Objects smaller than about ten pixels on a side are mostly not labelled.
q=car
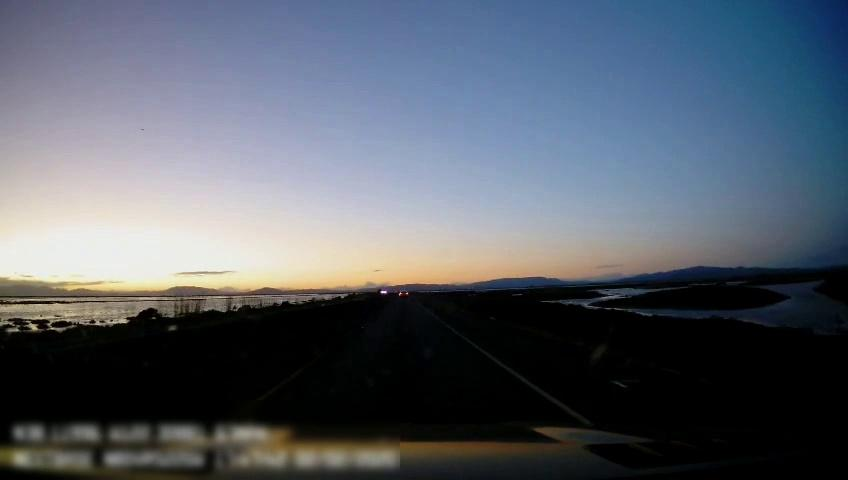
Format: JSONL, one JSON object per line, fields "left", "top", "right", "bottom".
{"left": 398, "top": 290, "right": 409, "bottom": 298}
